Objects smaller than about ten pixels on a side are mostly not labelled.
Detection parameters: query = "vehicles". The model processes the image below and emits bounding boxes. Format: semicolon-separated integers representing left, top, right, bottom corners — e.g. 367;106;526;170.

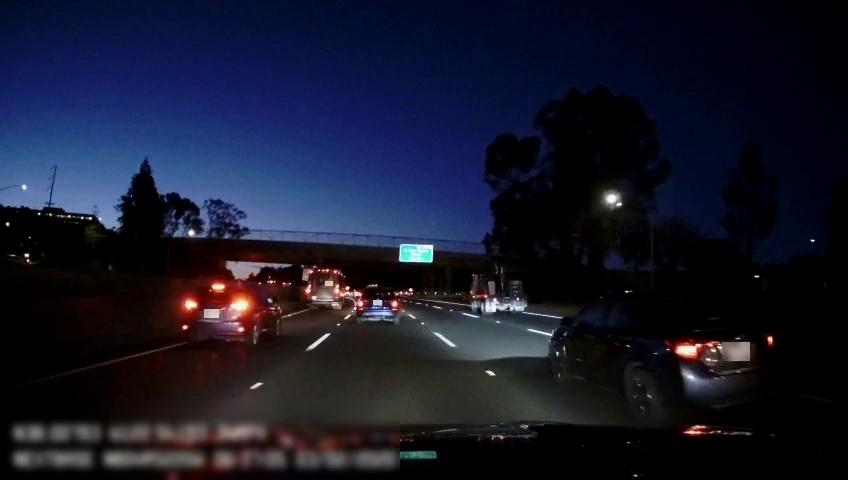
470;271;529;317
358;284;400;325
306;270;346;313
171;277;283;350
547;291;774;424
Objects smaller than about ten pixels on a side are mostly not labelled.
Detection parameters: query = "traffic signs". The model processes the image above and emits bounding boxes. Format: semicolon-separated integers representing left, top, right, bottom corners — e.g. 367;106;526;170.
399;243;433;263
